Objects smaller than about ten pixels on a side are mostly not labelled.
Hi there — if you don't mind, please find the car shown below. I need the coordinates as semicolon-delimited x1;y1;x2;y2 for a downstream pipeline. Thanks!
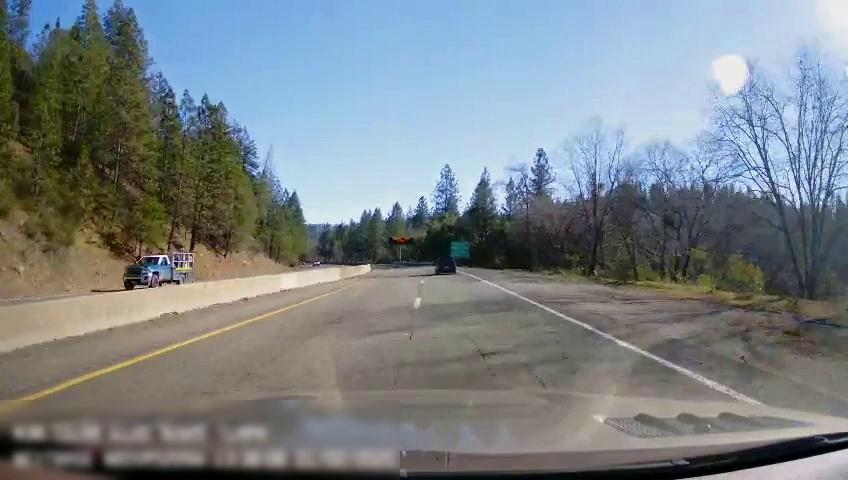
435;258;457;275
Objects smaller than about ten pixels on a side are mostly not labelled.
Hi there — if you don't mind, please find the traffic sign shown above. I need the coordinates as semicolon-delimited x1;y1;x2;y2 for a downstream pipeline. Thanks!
451;241;471;256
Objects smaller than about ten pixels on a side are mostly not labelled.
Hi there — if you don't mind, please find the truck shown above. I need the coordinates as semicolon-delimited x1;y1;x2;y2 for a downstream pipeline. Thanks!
122;252;194;291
